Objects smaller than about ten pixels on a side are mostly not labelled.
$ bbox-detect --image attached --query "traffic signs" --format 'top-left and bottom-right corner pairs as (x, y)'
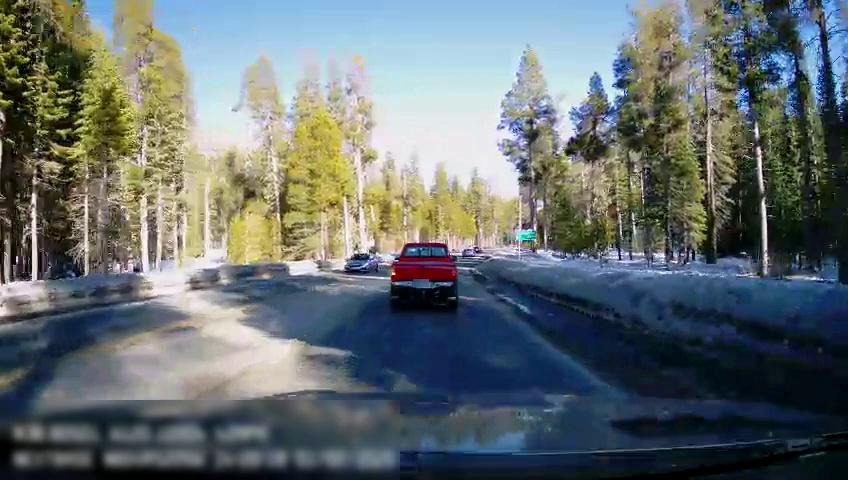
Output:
(515, 230), (538, 242)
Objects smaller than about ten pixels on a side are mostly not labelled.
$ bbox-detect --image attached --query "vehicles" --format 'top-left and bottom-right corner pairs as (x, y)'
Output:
(461, 248), (478, 259)
(343, 252), (381, 275)
(390, 241), (459, 300)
